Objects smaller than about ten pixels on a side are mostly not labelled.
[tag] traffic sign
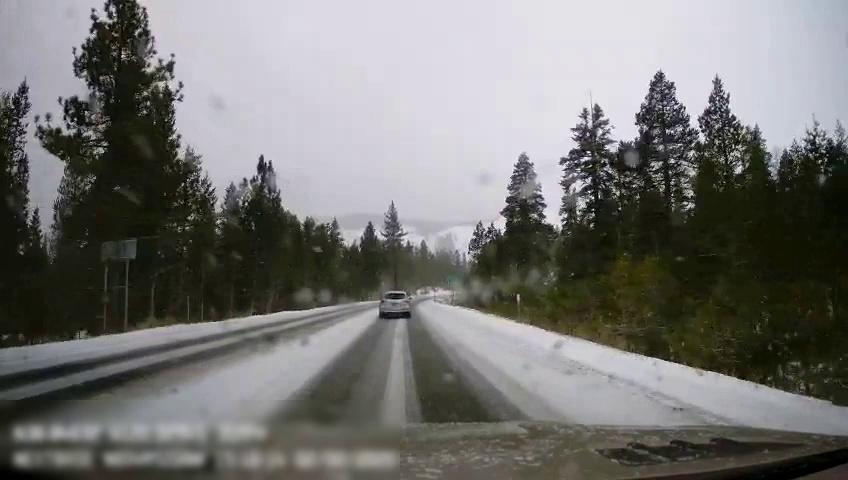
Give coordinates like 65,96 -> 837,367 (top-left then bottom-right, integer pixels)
448,276 -> 462,287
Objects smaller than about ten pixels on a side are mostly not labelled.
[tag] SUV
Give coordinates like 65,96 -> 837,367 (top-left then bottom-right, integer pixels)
378,290 -> 413,319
